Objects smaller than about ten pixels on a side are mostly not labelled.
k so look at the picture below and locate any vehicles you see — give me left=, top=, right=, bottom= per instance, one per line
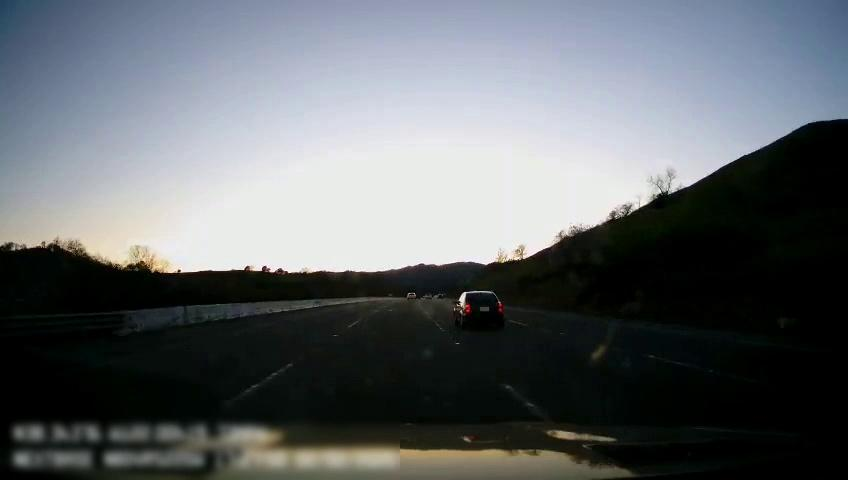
left=452, top=291, right=504, bottom=327
left=407, top=292, right=416, bottom=300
